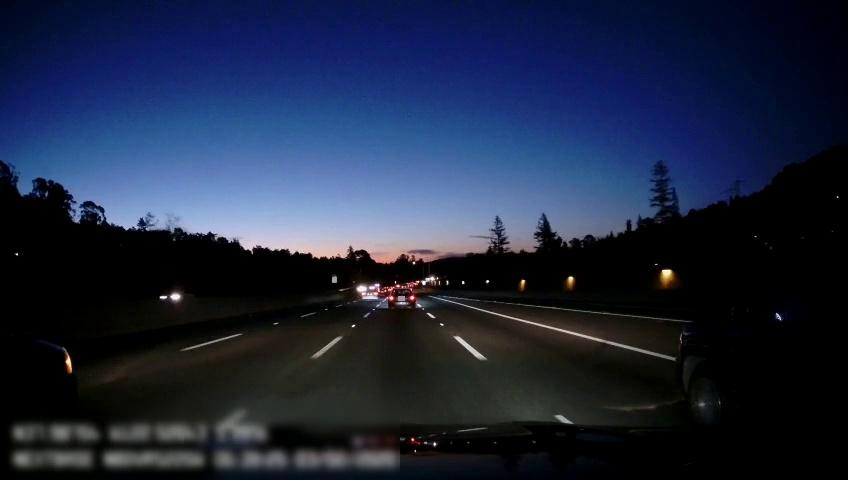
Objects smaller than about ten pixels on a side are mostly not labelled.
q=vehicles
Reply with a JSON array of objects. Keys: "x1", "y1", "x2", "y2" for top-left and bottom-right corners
[
  {"x1": 0, "y1": 326, "x2": 77, "y2": 438},
  {"x1": 361, "y1": 289, "x2": 380, "y2": 303},
  {"x1": 676, "y1": 247, "x2": 848, "y2": 433},
  {"x1": 388, "y1": 288, "x2": 416, "y2": 311},
  {"x1": 159, "y1": 289, "x2": 185, "y2": 304},
  {"x1": 377, "y1": 287, "x2": 388, "y2": 296}
]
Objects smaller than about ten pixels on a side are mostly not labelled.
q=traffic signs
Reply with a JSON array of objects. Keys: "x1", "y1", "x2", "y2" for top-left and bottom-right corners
[{"x1": 331, "y1": 273, "x2": 338, "y2": 284}]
